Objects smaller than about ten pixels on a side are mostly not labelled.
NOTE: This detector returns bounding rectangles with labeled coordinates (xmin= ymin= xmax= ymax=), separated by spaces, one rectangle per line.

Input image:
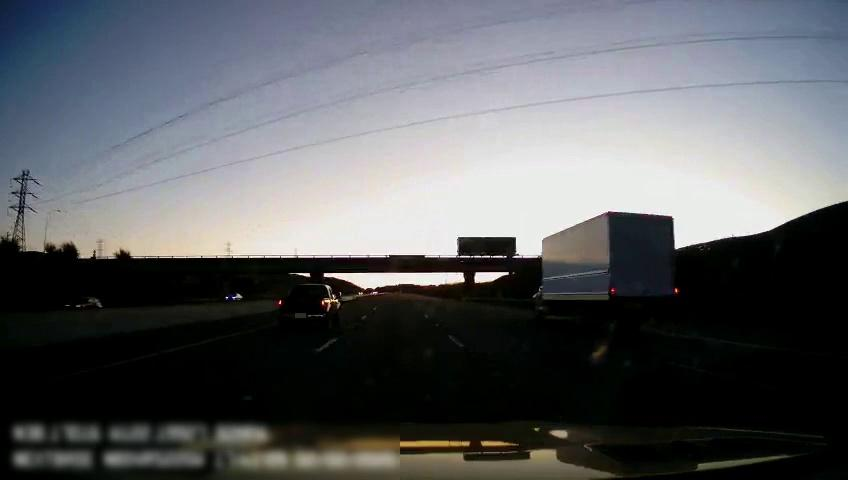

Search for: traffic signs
xmin=388 ymin=253 xmax=425 ymax=260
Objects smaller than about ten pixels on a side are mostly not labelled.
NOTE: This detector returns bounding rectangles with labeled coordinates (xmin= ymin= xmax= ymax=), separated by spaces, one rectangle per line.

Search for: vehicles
xmin=224 ymin=291 xmax=243 ymax=301
xmin=62 ymin=293 xmax=103 ymax=309
xmin=279 ymin=284 xmax=342 ymax=321
xmin=531 ymin=211 xmax=678 ymax=328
